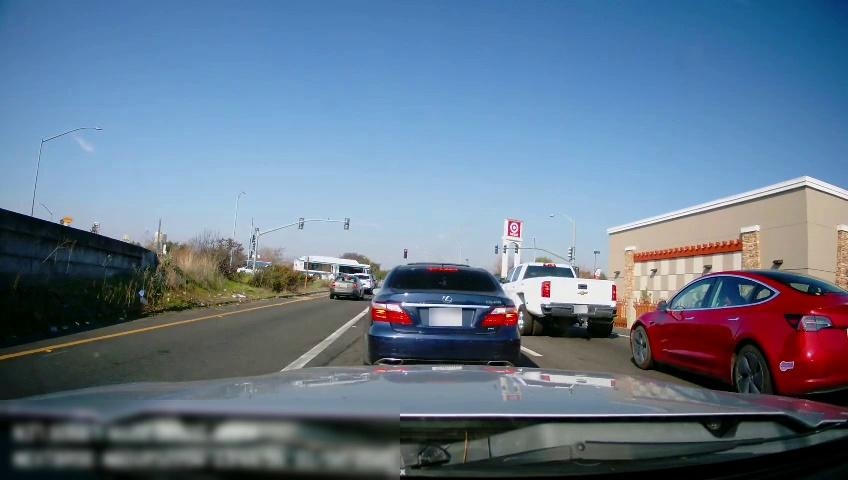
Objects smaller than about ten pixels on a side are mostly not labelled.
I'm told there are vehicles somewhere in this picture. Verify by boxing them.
[361,262,522,367]
[353,272,376,296]
[236,266,256,276]
[291,254,371,286]
[328,275,366,302]
[628,267,848,408]
[492,262,618,337]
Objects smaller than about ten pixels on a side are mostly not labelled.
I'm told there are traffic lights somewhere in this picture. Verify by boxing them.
[297,217,305,230]
[403,248,408,260]
[494,244,499,255]
[567,247,573,261]
[343,217,350,231]
[502,243,507,255]
[513,242,519,256]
